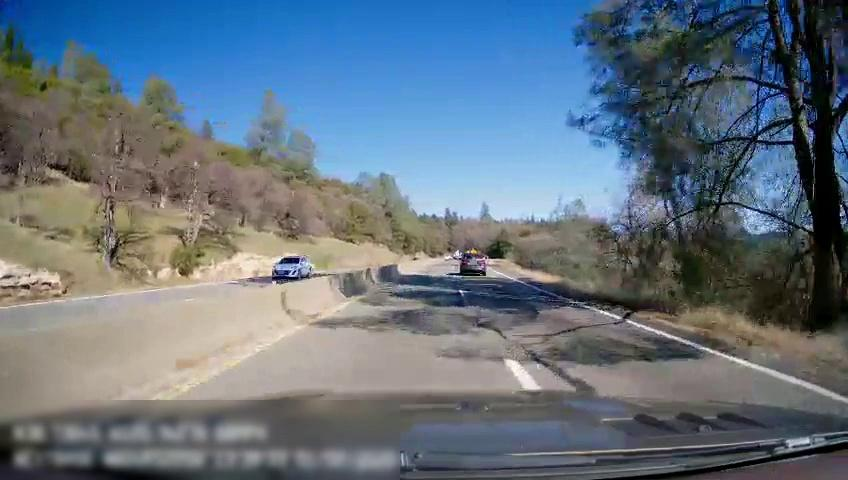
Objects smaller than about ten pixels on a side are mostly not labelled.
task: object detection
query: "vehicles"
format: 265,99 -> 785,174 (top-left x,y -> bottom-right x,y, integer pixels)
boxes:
458,252 -> 488,276
271,255 -> 313,281
453,248 -> 464,260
